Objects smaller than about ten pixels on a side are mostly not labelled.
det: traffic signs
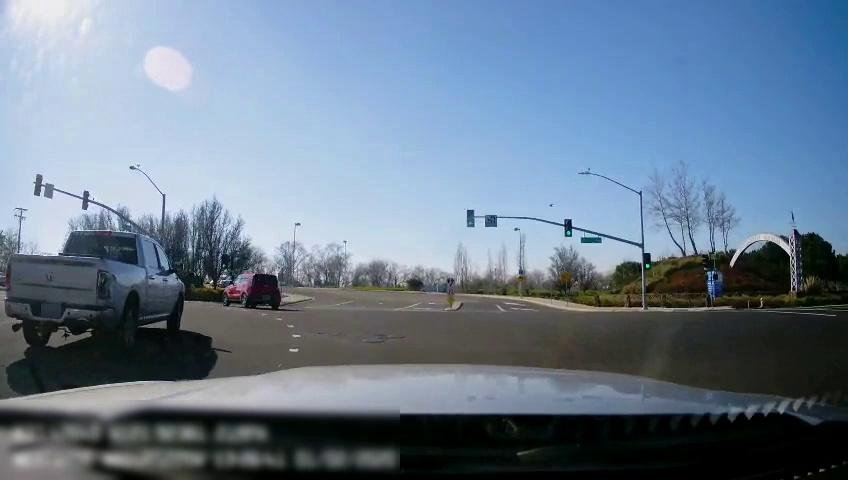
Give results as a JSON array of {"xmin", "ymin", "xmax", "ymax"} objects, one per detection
[
  {"xmin": 446, "ymin": 277, "xmax": 456, "ymax": 288},
  {"xmin": 580, "ymin": 237, "xmax": 602, "ymax": 244},
  {"xmin": 43, "ymin": 183, "xmax": 55, "ymax": 199},
  {"xmin": 484, "ymin": 215, "xmax": 497, "ymax": 228},
  {"xmin": 561, "ymin": 272, "xmax": 572, "ymax": 283}
]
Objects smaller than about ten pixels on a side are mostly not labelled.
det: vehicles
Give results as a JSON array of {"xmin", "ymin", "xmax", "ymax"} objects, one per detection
[
  {"xmin": 209, "ymin": 274, "xmax": 228, "ymax": 287},
  {"xmin": 4, "ymin": 229, "xmax": 186, "ymax": 349},
  {"xmin": 218, "ymin": 275, "xmax": 239, "ymax": 289},
  {"xmin": 0, "ymin": 271, "xmax": 8, "ymax": 287},
  {"xmin": 222, "ymin": 272, "xmax": 281, "ymax": 310}
]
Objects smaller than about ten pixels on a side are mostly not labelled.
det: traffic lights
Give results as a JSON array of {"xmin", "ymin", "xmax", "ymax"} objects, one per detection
[
  {"xmin": 702, "ymin": 254, "xmax": 710, "ymax": 272},
  {"xmin": 563, "ymin": 218, "xmax": 573, "ymax": 238},
  {"xmin": 220, "ymin": 253, "xmax": 228, "ymax": 270},
  {"xmin": 643, "ymin": 252, "xmax": 652, "ymax": 271},
  {"xmin": 34, "ymin": 174, "xmax": 43, "ymax": 197},
  {"xmin": 229, "ymin": 255, "xmax": 234, "ymax": 270},
  {"xmin": 82, "ymin": 190, "xmax": 90, "ymax": 211},
  {"xmin": 466, "ymin": 209, "xmax": 475, "ymax": 228}
]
